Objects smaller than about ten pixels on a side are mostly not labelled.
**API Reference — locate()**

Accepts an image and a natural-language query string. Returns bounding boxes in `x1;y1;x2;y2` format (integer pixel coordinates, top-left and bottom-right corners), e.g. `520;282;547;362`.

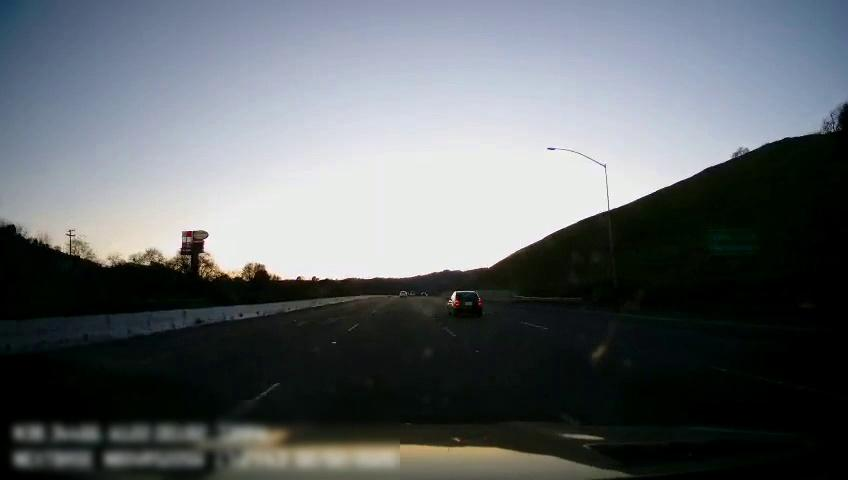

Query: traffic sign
707;229;759;255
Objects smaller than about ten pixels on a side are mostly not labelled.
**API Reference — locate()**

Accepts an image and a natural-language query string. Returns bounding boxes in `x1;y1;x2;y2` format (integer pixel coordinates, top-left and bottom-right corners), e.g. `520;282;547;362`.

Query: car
447;291;482;318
